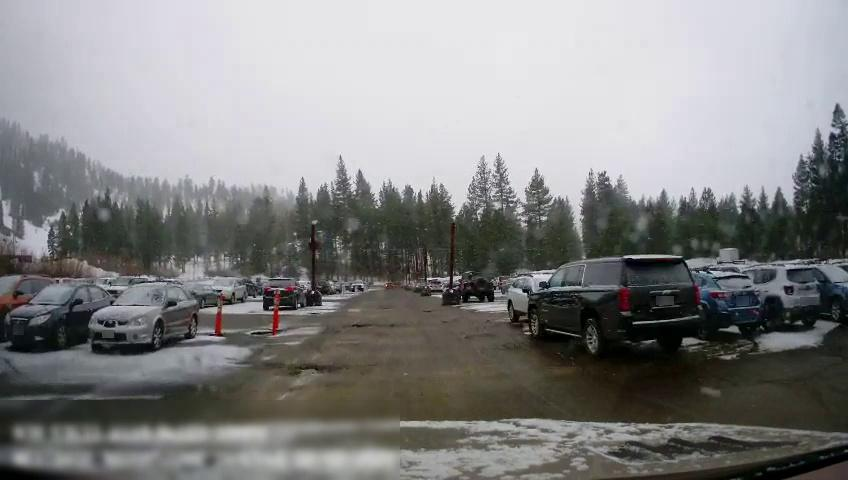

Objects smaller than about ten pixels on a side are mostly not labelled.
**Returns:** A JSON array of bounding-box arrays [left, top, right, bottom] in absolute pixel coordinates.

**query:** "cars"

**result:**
[[183, 283, 217, 308], [88, 282, 199, 355], [5, 283, 116, 352]]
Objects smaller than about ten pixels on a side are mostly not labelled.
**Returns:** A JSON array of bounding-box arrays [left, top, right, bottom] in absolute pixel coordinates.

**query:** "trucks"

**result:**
[[102, 277, 147, 297]]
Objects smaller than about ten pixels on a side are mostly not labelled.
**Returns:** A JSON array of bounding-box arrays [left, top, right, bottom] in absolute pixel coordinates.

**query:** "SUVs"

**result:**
[[0, 273, 54, 325], [692, 269, 763, 342], [456, 272, 495, 303], [809, 263, 848, 323], [506, 275, 553, 324], [525, 255, 701, 359], [256, 280, 303, 315], [739, 265, 822, 331], [210, 277, 248, 304]]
